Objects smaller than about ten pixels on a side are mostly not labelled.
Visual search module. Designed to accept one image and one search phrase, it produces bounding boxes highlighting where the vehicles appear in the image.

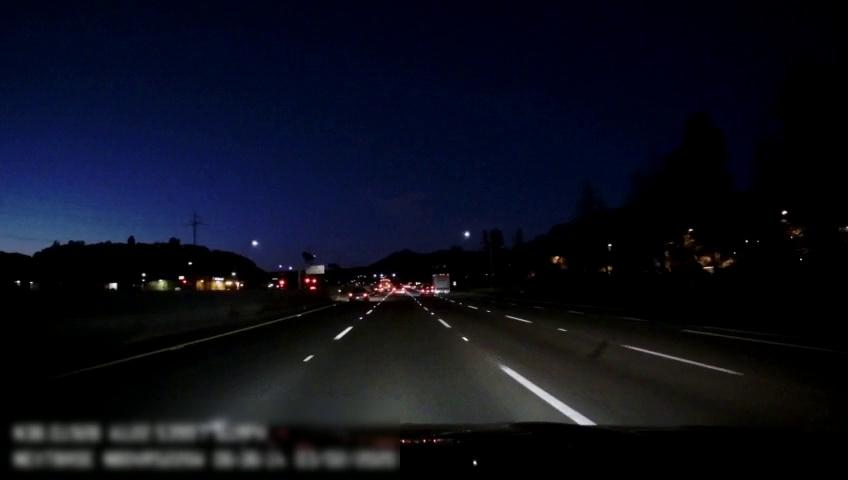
[393,283,407,295]
[374,283,387,294]
[421,284,435,296]
[431,272,451,297]
[349,285,370,303]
